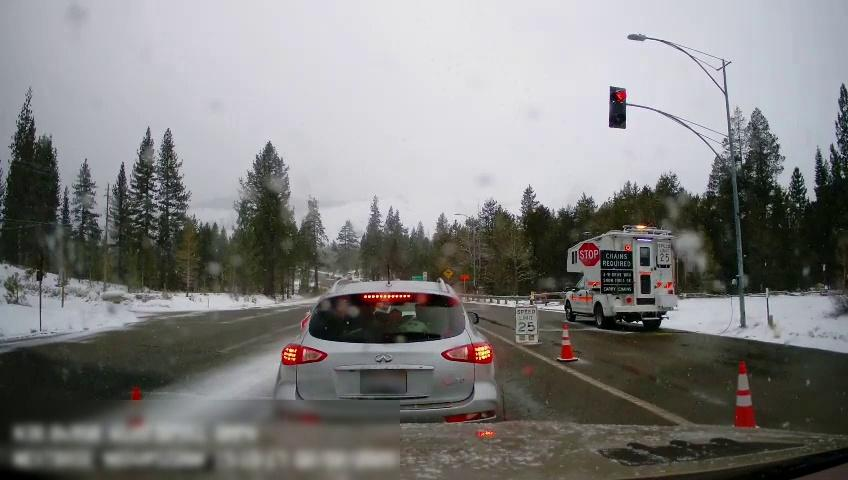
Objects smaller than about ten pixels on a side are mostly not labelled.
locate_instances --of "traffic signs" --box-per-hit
[600,250,634,270]
[577,241,601,267]
[458,273,470,281]
[412,275,424,281]
[600,268,634,294]
[657,241,673,266]
[514,304,539,336]
[443,267,455,280]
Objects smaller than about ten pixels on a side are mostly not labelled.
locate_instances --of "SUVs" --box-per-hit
[272,278,503,424]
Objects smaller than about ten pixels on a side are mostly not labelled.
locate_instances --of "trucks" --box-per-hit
[564,225,680,329]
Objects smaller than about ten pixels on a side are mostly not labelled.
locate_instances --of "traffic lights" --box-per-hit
[608,85,628,130]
